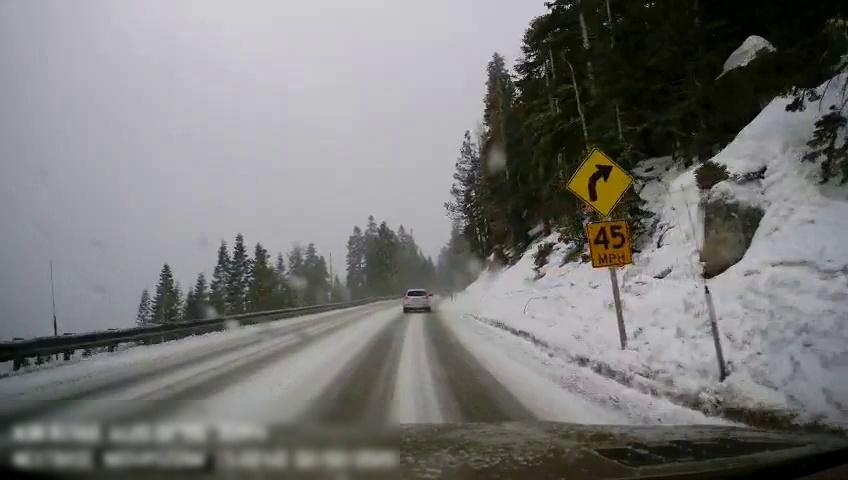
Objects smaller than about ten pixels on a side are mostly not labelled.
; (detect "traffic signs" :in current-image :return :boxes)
[565,148,634,217]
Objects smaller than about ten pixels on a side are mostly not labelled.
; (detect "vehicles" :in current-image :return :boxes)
[402,288,433,314]
[438,288,452,298]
